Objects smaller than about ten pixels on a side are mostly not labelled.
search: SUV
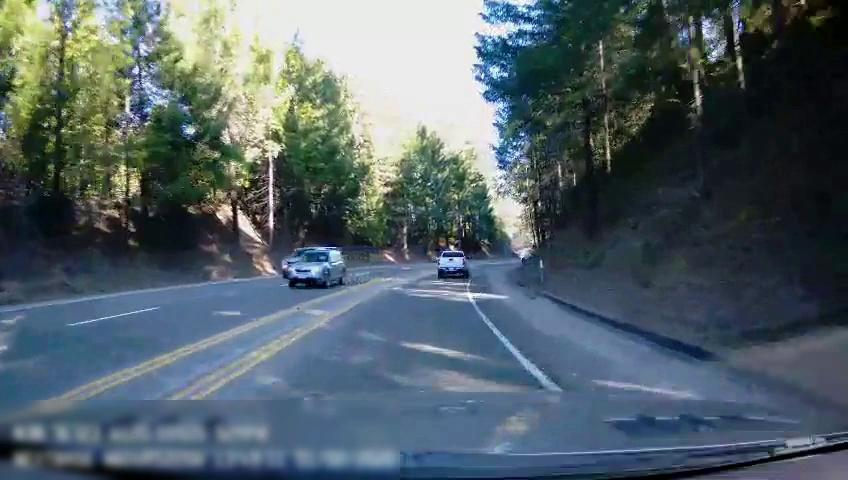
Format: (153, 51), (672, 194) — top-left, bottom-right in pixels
(288, 246), (348, 290)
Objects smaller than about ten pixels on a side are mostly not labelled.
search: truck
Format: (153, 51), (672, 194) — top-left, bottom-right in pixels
(436, 250), (470, 279)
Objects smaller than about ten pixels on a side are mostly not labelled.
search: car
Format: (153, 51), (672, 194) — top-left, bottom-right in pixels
(280, 247), (313, 279)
